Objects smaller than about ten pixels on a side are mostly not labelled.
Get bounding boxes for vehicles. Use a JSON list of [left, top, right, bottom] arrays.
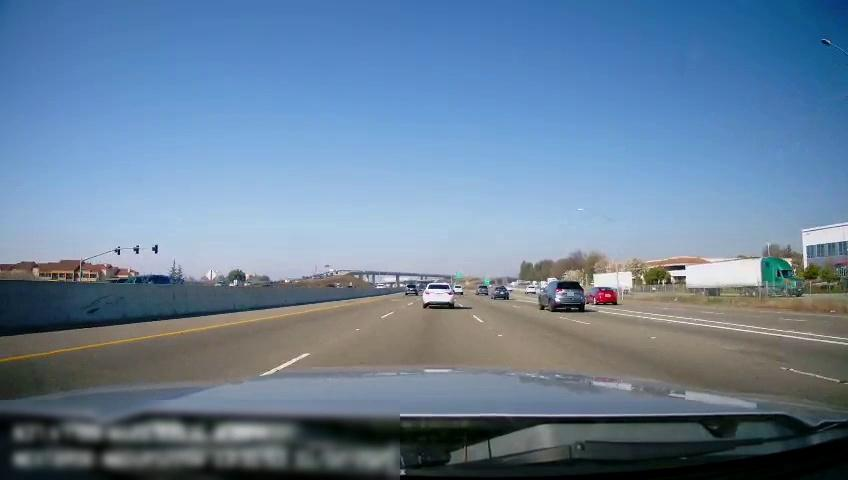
[[404, 283, 419, 296], [582, 286, 618, 306], [685, 255, 804, 298], [476, 285, 489, 296], [422, 282, 456, 310], [127, 274, 178, 285], [538, 280, 587, 313], [451, 285, 464, 296], [93, 279, 131, 284], [547, 277, 558, 288], [592, 270, 633, 296], [493, 287, 510, 301], [525, 286, 537, 295]]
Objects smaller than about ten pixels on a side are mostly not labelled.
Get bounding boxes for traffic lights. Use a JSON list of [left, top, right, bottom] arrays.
[[151, 244, 159, 255], [133, 244, 140, 255], [114, 245, 121, 256]]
